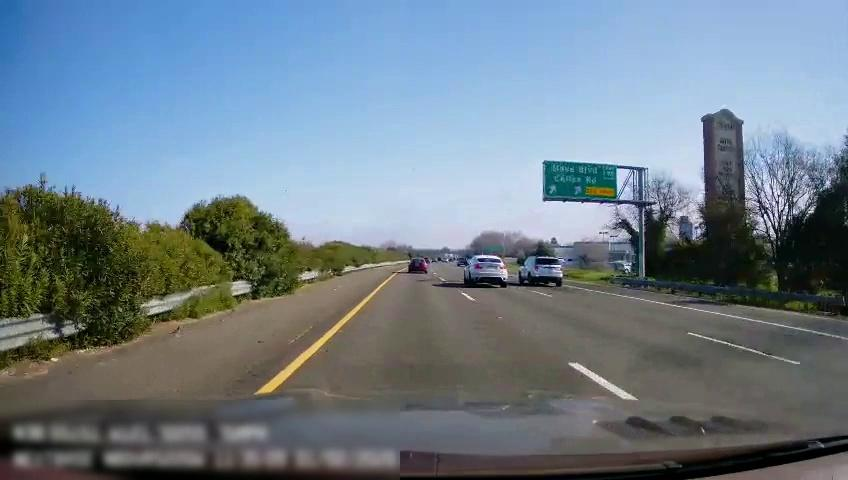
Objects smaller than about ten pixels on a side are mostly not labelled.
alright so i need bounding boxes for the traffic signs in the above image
[543,160,617,200]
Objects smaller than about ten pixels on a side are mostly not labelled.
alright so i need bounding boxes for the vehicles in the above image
[408,257,429,275]
[518,256,563,288]
[456,255,468,266]
[464,255,508,288]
